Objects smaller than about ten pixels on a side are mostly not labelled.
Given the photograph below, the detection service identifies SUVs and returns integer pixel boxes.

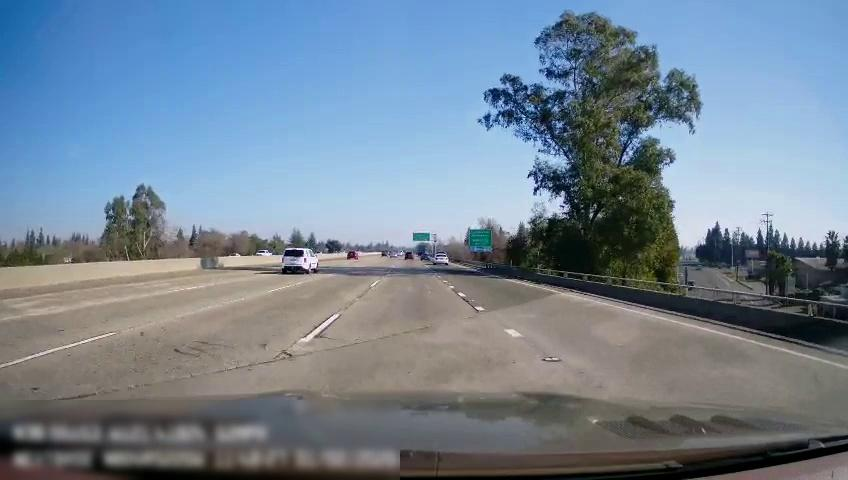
[345,249,361,261]
[280,247,321,275]
[404,251,415,260]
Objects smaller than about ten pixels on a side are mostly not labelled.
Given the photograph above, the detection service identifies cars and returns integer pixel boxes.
[433,255,451,267]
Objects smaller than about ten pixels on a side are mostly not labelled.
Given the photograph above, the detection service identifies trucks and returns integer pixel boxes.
[254,250,273,257]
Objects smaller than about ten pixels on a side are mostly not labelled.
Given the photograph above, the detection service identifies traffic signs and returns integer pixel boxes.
[468,228,495,254]
[413,231,430,242]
